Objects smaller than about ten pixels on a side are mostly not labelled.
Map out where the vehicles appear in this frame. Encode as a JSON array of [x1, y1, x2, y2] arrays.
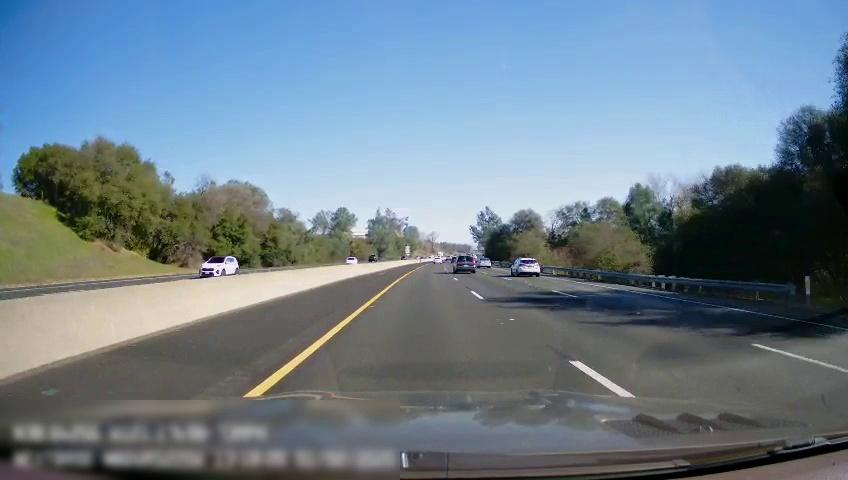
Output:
[[510, 257, 541, 277], [476, 257, 492, 269], [452, 254, 477, 274], [345, 256, 359, 265], [368, 254, 378, 263], [199, 256, 240, 278], [432, 256, 443, 264]]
